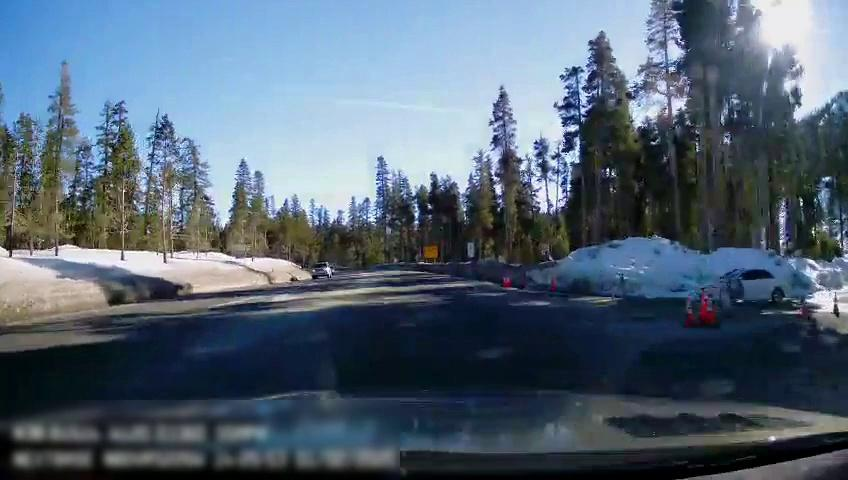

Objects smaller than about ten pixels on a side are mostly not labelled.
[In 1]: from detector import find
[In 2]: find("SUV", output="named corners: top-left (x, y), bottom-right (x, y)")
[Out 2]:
top-left (310, 261), bottom-right (332, 280)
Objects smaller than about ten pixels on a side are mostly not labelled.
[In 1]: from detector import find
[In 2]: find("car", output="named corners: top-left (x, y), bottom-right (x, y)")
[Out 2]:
top-left (701, 268), bottom-right (789, 308)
